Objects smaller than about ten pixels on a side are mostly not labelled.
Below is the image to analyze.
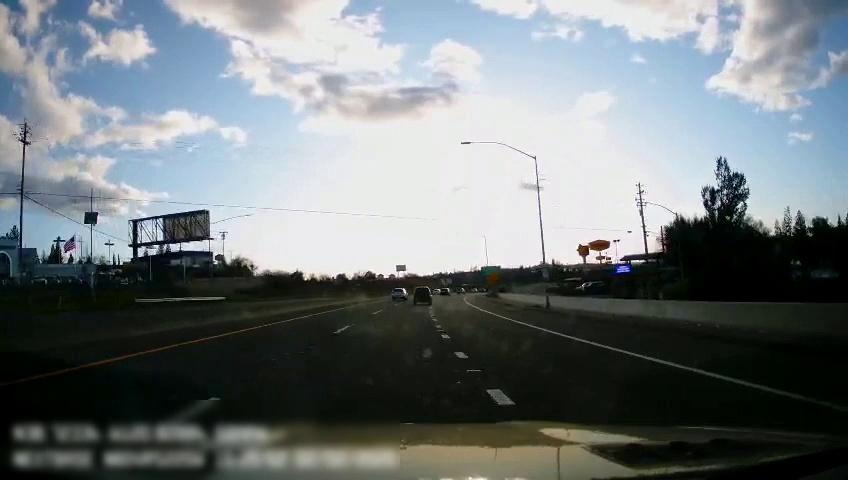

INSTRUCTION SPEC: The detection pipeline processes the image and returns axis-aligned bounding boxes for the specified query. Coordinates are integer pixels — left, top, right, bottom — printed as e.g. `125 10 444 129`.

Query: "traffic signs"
487 273 499 286
482 265 503 275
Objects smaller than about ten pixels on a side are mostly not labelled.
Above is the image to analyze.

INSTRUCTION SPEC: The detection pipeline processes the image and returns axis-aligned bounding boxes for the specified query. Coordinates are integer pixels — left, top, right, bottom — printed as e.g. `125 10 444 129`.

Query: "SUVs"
391 288 408 301
412 286 432 305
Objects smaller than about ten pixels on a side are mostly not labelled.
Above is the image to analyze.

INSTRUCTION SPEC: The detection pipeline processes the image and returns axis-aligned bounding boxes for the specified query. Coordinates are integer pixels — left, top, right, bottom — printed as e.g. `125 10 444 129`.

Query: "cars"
440 287 451 297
